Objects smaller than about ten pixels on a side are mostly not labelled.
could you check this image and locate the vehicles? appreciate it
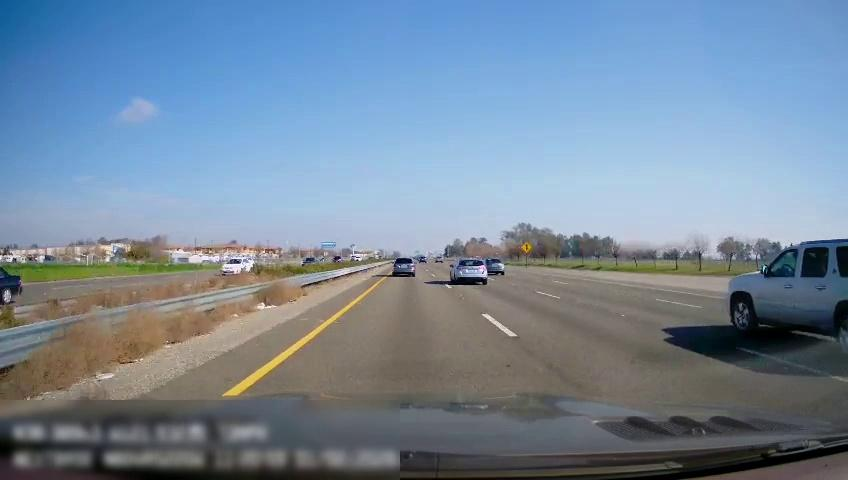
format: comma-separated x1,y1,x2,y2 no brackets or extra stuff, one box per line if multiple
0,264,22,306
219,256,254,277
391,257,416,278
727,239,848,352
448,257,488,286
331,255,345,264
483,258,505,276
300,256,320,268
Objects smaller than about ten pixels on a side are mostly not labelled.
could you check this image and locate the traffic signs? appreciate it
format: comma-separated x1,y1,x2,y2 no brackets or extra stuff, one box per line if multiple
521,241,533,254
